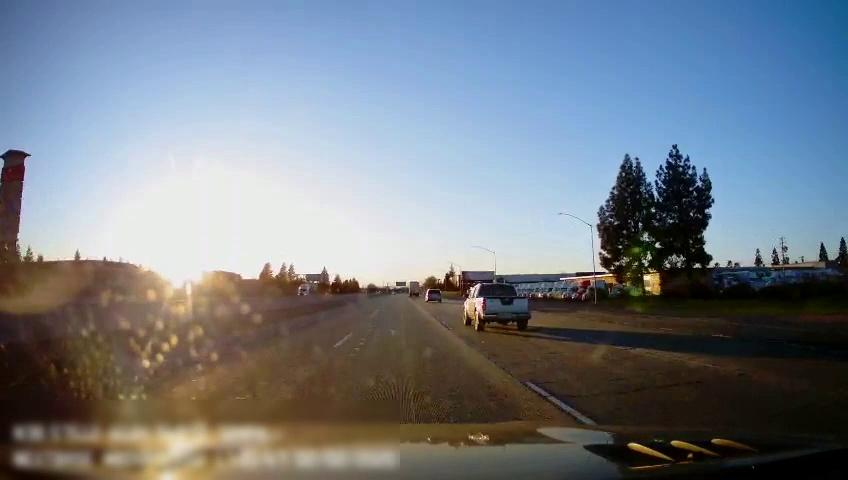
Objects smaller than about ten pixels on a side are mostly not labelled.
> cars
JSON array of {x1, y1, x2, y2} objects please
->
[{"x1": 425, "y1": 289, "x2": 442, "y2": 303}]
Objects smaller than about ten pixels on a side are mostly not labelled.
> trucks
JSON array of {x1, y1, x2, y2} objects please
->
[
  {"x1": 462, "y1": 283, "x2": 533, "y2": 332},
  {"x1": 298, "y1": 283, "x2": 319, "y2": 296},
  {"x1": 410, "y1": 282, "x2": 420, "y2": 297}
]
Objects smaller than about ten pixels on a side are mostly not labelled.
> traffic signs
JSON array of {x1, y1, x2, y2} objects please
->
[{"x1": 396, "y1": 282, "x2": 407, "y2": 287}]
